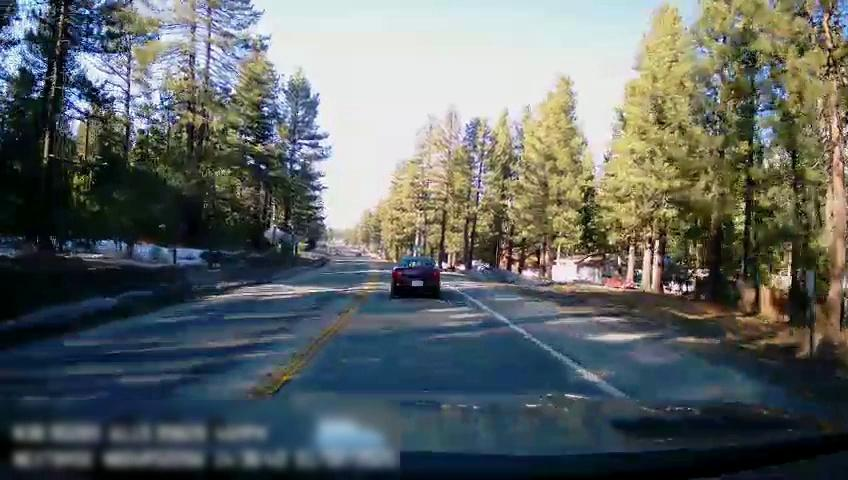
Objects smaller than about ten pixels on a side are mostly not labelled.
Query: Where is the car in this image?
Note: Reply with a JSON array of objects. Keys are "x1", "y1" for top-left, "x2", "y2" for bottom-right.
[{"x1": 391, "y1": 256, "x2": 441, "y2": 300}]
